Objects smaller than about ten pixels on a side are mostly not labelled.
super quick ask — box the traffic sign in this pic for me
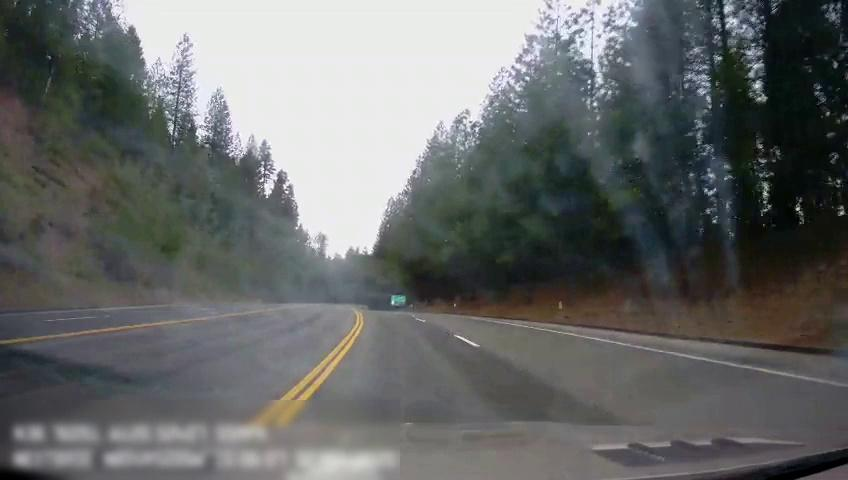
[391,294,407,305]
